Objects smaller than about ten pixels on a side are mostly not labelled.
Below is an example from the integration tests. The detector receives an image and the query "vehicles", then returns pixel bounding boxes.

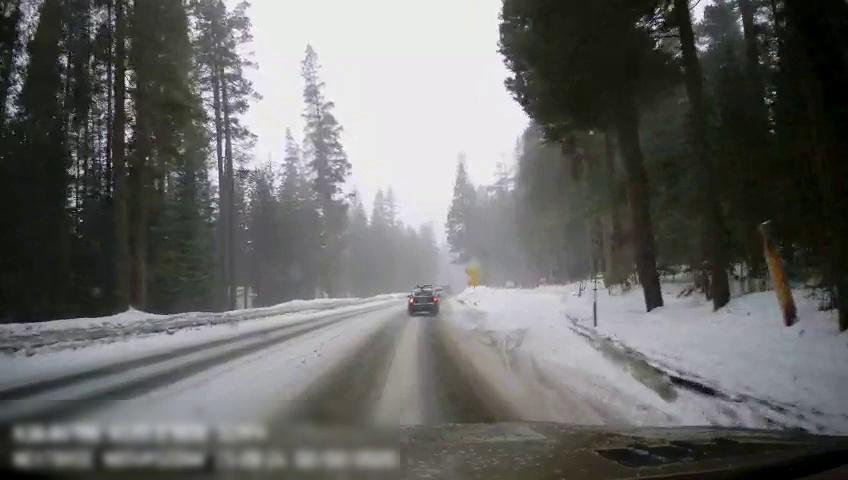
[406,283,441,317]
[504,280,516,289]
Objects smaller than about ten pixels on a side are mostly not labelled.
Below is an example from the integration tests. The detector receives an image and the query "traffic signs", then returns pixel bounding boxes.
[467,279,480,287]
[465,266,479,279]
